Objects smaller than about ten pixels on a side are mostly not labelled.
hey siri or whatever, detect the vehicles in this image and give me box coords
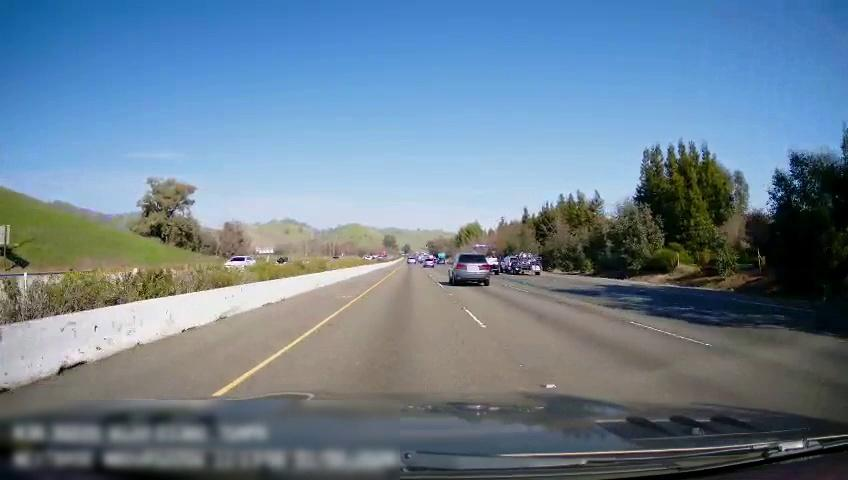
[422,257,435,268]
[274,256,289,265]
[223,255,257,269]
[471,243,501,276]
[498,254,519,274]
[447,252,492,287]
[509,251,543,276]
